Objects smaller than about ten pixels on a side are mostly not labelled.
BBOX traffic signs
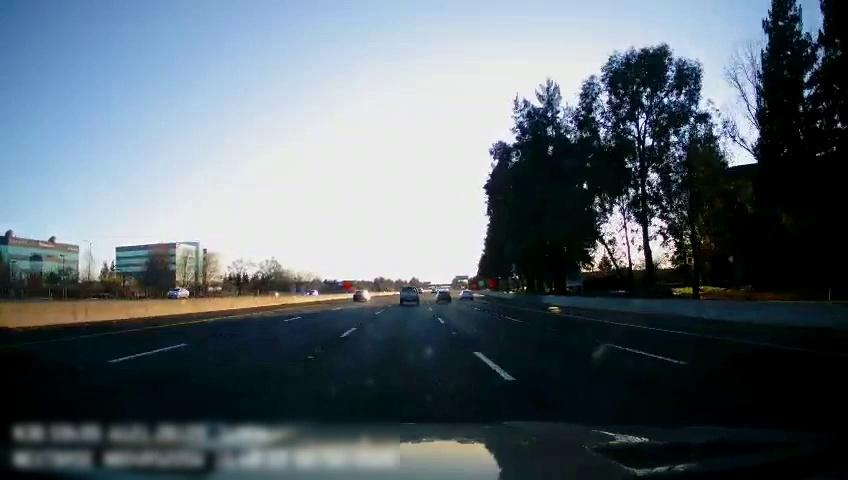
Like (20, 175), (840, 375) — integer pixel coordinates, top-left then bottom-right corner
(341, 280), (352, 291)
(566, 272), (583, 287)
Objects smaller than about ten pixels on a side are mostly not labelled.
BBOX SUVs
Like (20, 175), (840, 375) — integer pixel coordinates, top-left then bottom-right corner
(304, 289), (320, 297)
(166, 287), (190, 300)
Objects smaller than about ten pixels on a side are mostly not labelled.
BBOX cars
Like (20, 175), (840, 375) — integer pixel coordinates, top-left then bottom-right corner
(353, 289), (368, 302)
(460, 289), (474, 301)
(436, 290), (451, 302)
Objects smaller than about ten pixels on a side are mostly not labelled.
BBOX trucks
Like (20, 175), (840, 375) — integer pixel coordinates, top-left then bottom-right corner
(400, 288), (419, 304)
